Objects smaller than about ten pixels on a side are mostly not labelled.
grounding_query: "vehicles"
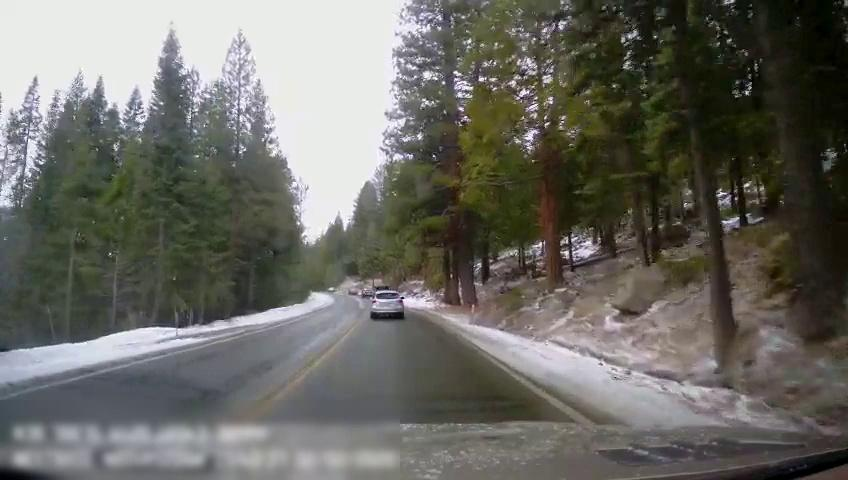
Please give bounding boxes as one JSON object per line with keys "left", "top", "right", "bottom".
{"left": 369, "top": 290, "right": 404, "bottom": 318}
{"left": 372, "top": 286, "right": 391, "bottom": 298}
{"left": 362, "top": 289, "right": 373, "bottom": 298}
